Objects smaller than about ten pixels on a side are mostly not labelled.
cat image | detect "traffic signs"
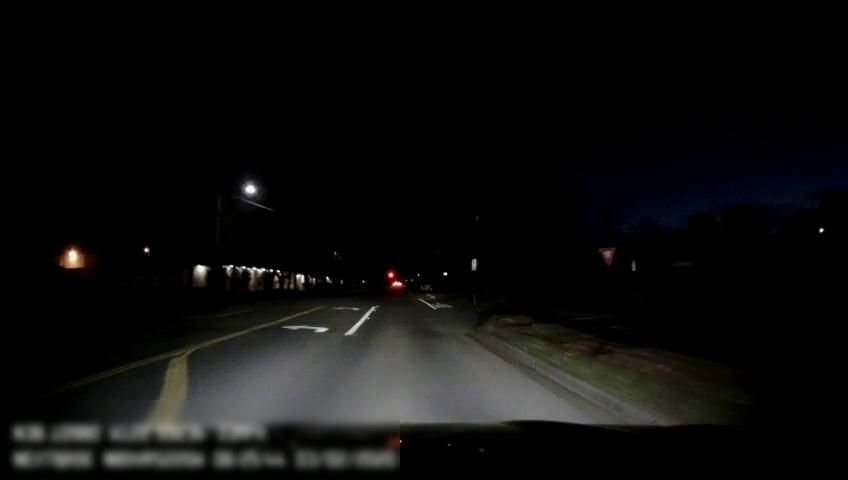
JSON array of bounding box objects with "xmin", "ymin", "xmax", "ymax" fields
[
  {"xmin": 471, "ymin": 259, "xmax": 477, "ymax": 272},
  {"xmin": 597, "ymin": 246, "xmax": 616, "ymax": 266}
]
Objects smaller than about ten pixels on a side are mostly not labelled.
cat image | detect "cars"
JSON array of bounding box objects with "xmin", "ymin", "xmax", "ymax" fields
[{"xmin": 420, "ymin": 282, "xmax": 434, "ymax": 293}]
